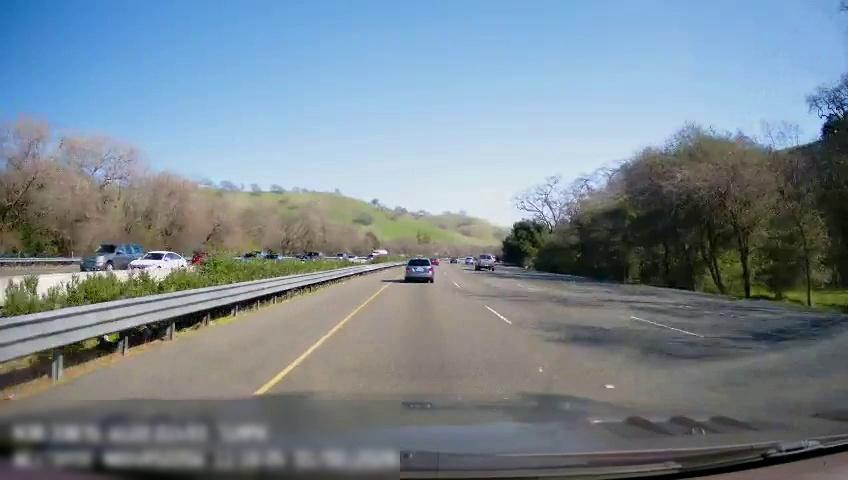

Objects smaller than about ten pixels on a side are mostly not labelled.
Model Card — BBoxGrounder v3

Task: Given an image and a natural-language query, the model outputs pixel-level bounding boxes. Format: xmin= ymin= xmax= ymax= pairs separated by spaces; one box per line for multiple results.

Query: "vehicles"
xmin=428 ymin=257 xmax=440 ymax=267
xmin=263 ymin=252 xmax=281 ymax=261
xmin=346 ymin=255 xmax=359 ymax=262
xmin=335 ymin=253 xmax=346 ymax=260
xmin=305 ymin=250 xmax=322 ymax=259
xmin=191 ymin=251 xmax=211 ymax=266
xmin=78 ymin=243 xmax=147 ymax=273
xmin=241 ymin=251 xmax=270 ymax=260
xmin=474 ymin=254 xmax=496 ymax=272
xmin=127 ymin=250 xmax=188 ymax=270
xmin=309 ymin=255 xmax=324 ymax=262
xmin=294 ymin=254 xmax=311 ymax=262
xmin=404 ymin=258 xmax=434 ymax=284
xmin=367 ymin=249 xmax=388 ymax=257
